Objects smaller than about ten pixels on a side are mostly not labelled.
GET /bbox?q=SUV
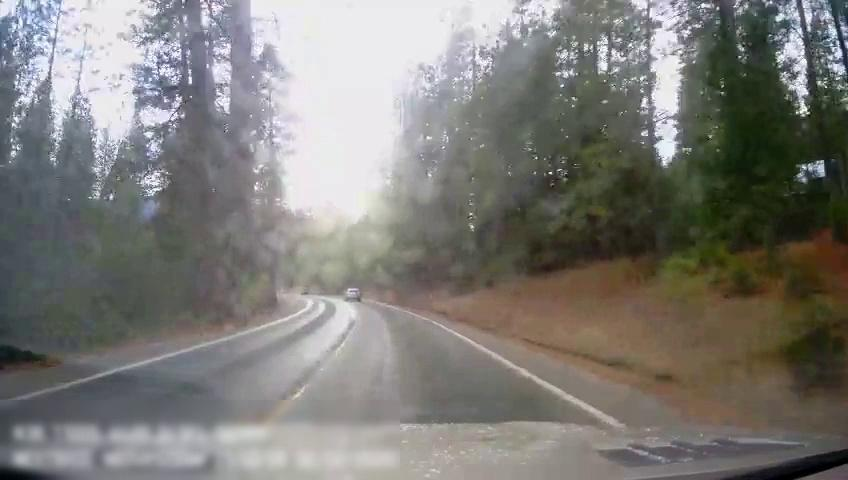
[344,288,361,301]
